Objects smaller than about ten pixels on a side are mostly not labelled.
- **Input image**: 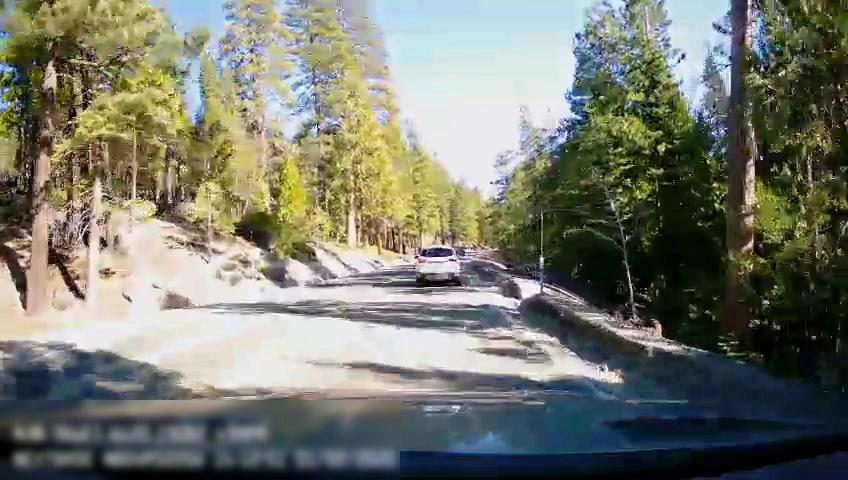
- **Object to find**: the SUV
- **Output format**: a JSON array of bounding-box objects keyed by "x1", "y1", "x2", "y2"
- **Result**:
[{"x1": 414, "y1": 248, "x2": 462, "y2": 286}]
